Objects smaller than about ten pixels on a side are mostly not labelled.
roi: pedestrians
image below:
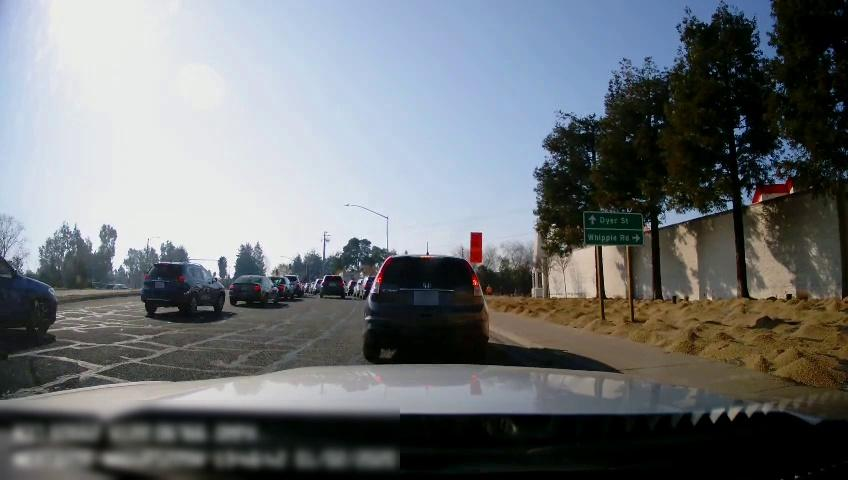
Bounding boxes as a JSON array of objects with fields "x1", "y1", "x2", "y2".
[{"x1": 484, "y1": 283, "x2": 493, "y2": 297}]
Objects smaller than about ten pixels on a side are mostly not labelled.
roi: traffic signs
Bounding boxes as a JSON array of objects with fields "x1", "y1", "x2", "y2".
[
  {"x1": 585, "y1": 211, "x2": 647, "y2": 246},
  {"x1": 470, "y1": 231, "x2": 484, "y2": 264}
]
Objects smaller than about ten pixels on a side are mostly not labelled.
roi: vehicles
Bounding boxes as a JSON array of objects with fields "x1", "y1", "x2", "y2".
[
  {"x1": 0, "y1": 255, "x2": 58, "y2": 339},
  {"x1": 140, "y1": 261, "x2": 226, "y2": 319},
  {"x1": 318, "y1": 274, "x2": 346, "y2": 300},
  {"x1": 340, "y1": 271, "x2": 358, "y2": 282},
  {"x1": 285, "y1": 274, "x2": 304, "y2": 297},
  {"x1": 267, "y1": 276, "x2": 296, "y2": 301},
  {"x1": 363, "y1": 254, "x2": 491, "y2": 365},
  {"x1": 352, "y1": 279, "x2": 364, "y2": 297},
  {"x1": 312, "y1": 278, "x2": 321, "y2": 294},
  {"x1": 345, "y1": 279, "x2": 357, "y2": 297},
  {"x1": 359, "y1": 277, "x2": 376, "y2": 300},
  {"x1": 229, "y1": 275, "x2": 281, "y2": 309}
]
